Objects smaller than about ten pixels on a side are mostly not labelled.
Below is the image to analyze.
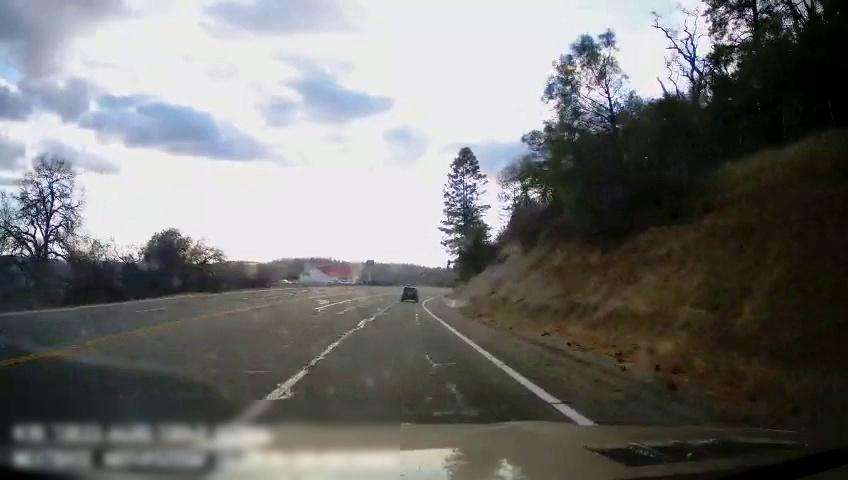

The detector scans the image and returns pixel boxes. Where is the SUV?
[401,286,419,303]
